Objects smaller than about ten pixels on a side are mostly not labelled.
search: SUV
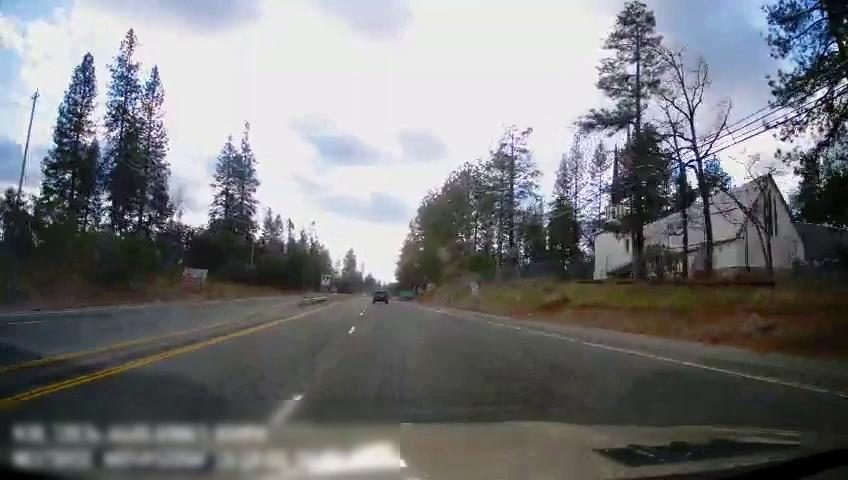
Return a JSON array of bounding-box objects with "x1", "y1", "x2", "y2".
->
[{"x1": 372, "y1": 289, "x2": 389, "y2": 304}]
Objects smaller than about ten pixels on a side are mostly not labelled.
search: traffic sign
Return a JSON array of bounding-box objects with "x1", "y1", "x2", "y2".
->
[{"x1": 320, "y1": 275, "x2": 331, "y2": 286}]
